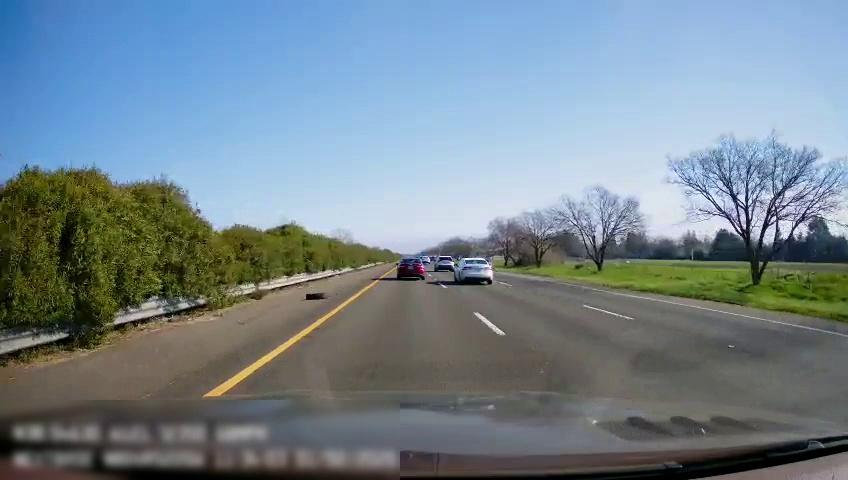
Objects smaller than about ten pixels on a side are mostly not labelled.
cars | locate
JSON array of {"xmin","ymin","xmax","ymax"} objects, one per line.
[
  {"xmin": 393, "ymin": 257, "xmax": 425, "ymax": 280},
  {"xmin": 453, "ymin": 257, "xmax": 495, "ymax": 285},
  {"xmin": 433, "ymin": 256, "xmax": 455, "ymax": 273}
]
